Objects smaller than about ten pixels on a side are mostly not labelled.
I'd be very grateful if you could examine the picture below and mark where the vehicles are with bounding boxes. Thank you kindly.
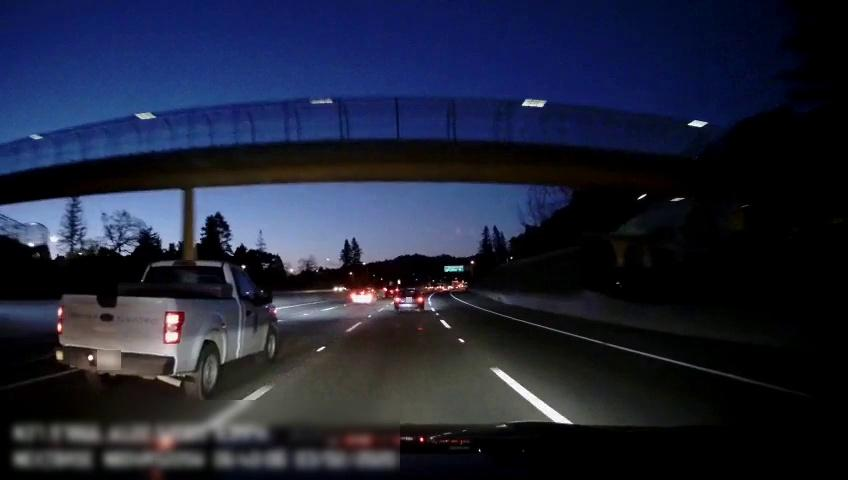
[352,289,377,307]
[385,285,400,299]
[54,260,280,401]
[332,285,347,292]
[394,289,424,312]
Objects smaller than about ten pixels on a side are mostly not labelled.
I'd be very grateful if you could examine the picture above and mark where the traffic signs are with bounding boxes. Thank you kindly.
[444,265,464,273]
